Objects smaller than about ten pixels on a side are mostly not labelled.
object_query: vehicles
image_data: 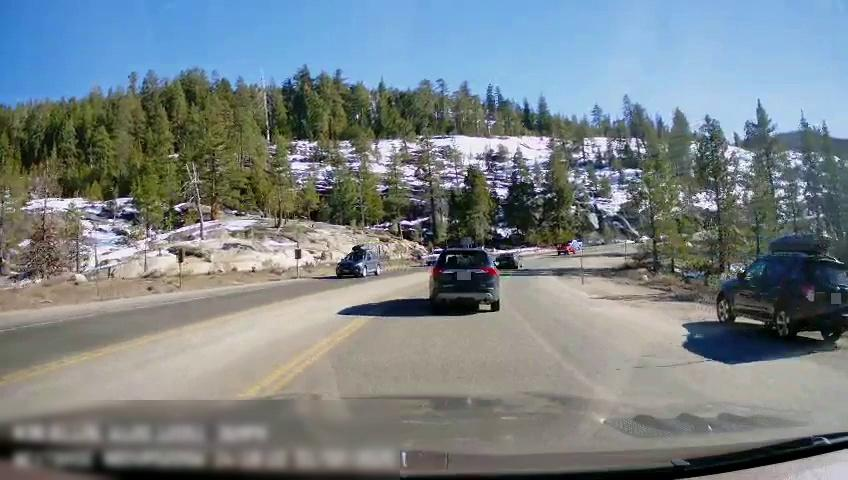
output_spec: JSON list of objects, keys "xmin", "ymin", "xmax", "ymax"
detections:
[
  {"xmin": 428, "ymin": 246, "xmax": 500, "ymax": 314},
  {"xmin": 555, "ymin": 240, "xmax": 580, "ymax": 255},
  {"xmin": 421, "ymin": 249, "xmax": 442, "ymax": 266},
  {"xmin": 715, "ymin": 232, "xmax": 848, "ymax": 342},
  {"xmin": 335, "ymin": 244, "xmax": 382, "ymax": 278},
  {"xmin": 495, "ymin": 250, "xmax": 522, "ymax": 271}
]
